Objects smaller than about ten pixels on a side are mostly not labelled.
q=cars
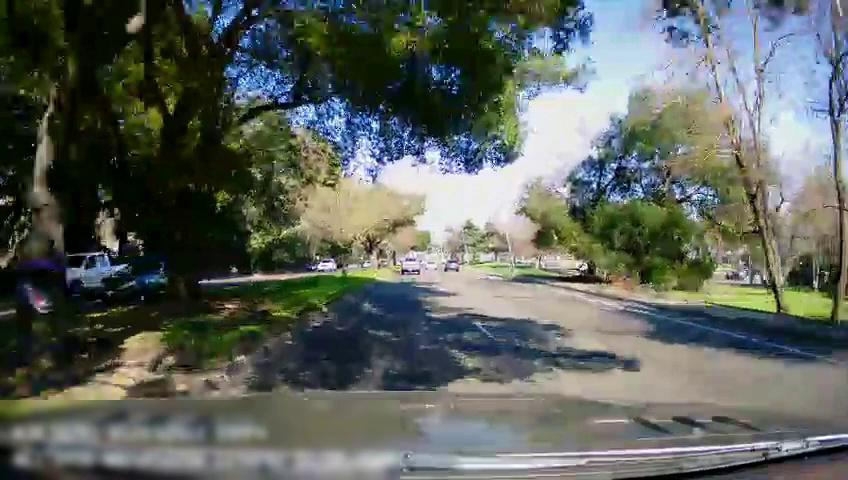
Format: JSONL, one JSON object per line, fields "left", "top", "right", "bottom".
{"left": 306, "top": 260, "right": 319, "bottom": 272}
{"left": 444, "top": 258, "right": 459, "bottom": 272}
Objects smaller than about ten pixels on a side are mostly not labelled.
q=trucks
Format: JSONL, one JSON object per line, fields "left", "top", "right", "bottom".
{"left": 67, "top": 250, "right": 132, "bottom": 292}
{"left": 400, "top": 257, "right": 421, "bottom": 276}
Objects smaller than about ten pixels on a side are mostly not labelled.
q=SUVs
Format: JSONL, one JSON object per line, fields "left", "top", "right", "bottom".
{"left": 316, "top": 257, "right": 337, "bottom": 273}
